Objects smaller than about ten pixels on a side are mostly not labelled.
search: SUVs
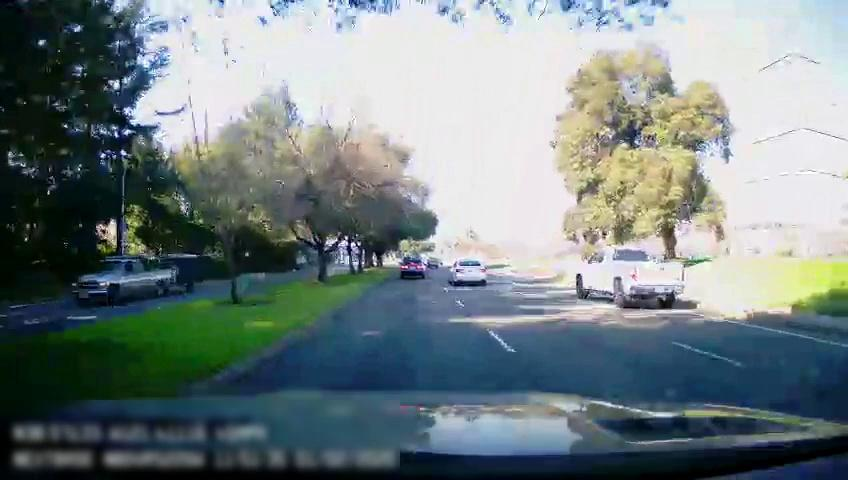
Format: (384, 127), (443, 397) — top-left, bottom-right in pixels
(399, 255), (426, 279)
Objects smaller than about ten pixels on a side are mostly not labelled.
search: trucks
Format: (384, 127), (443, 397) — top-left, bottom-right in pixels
(70, 258), (176, 305)
(571, 245), (686, 309)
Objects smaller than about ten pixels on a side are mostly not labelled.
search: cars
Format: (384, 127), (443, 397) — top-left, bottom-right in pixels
(447, 258), (487, 286)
